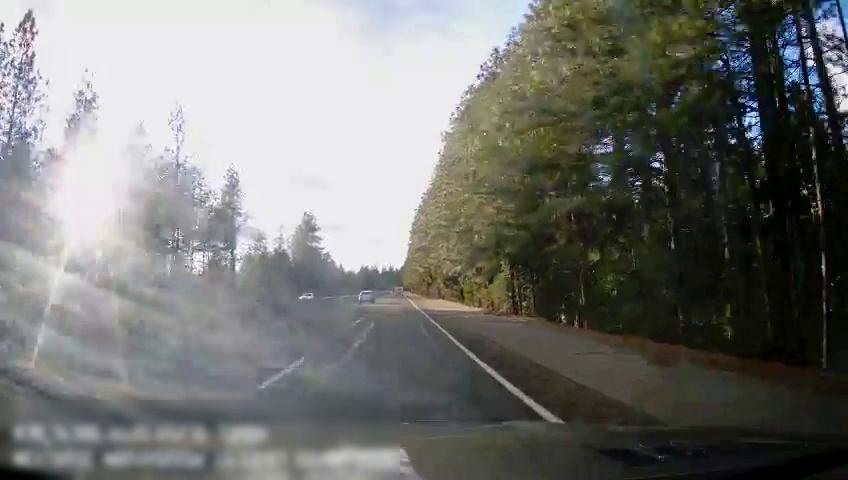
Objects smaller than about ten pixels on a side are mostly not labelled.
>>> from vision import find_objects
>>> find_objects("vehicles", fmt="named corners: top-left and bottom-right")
top-left (297, 292), bottom-right (315, 301)
top-left (359, 290), bottom-right (375, 304)
top-left (394, 286), bottom-right (404, 298)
